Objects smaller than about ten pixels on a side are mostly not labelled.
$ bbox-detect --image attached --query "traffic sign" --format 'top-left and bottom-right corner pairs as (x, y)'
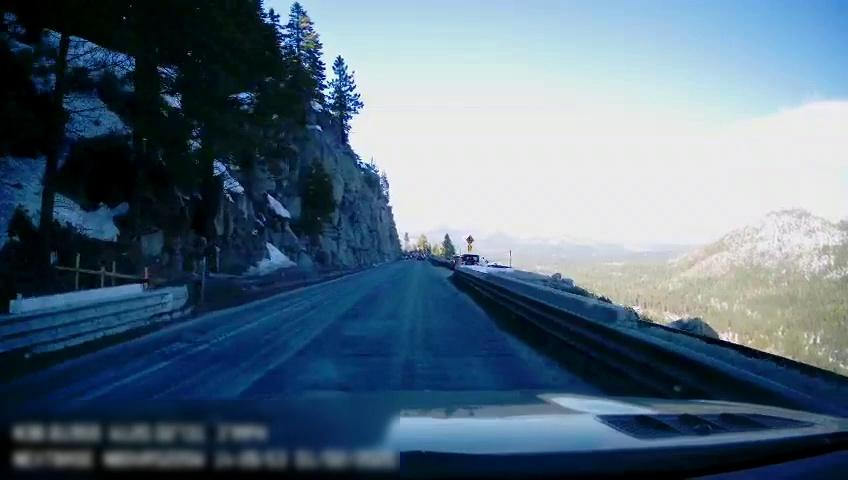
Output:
(465, 234), (476, 246)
